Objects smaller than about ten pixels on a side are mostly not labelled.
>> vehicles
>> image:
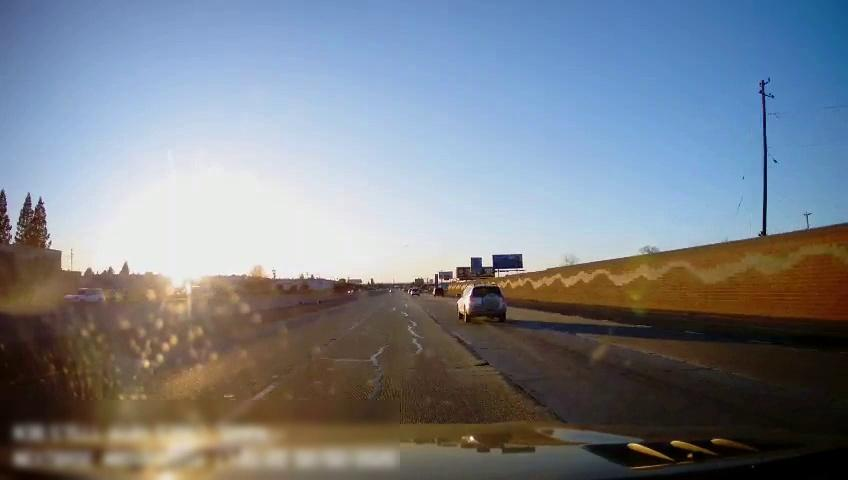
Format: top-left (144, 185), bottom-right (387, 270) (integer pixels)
top-left (433, 288), bottom-right (445, 298)
top-left (64, 288), bottom-right (104, 304)
top-left (456, 282), bottom-right (507, 323)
